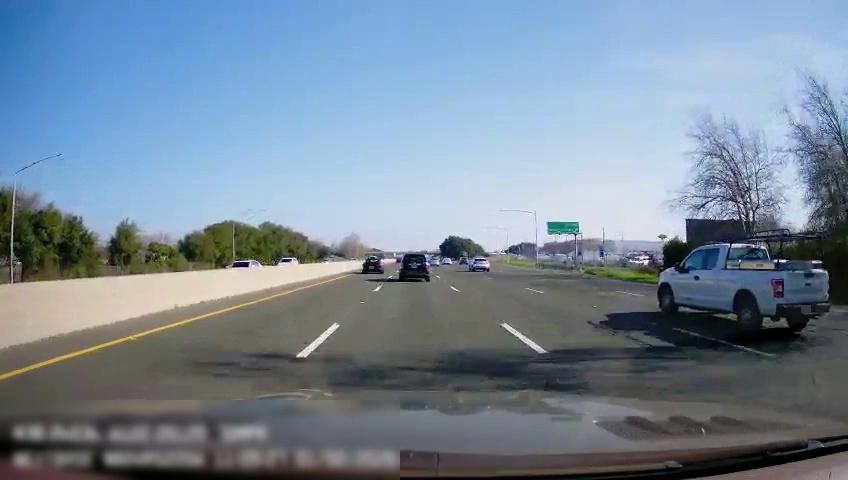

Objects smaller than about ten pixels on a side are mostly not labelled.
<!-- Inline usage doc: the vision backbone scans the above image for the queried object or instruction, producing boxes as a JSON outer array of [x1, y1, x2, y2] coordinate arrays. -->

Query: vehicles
[[469, 256, 490, 273], [399, 253, 430, 282], [361, 256, 385, 275], [441, 256, 452, 265], [227, 258, 264, 270], [656, 226, 833, 336], [459, 255, 469, 265], [428, 257, 440, 268], [275, 256, 300, 267]]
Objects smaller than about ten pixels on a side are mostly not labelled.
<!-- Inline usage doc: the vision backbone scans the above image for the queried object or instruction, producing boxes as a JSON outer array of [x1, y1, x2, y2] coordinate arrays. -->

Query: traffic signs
[[545, 221, 581, 236]]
